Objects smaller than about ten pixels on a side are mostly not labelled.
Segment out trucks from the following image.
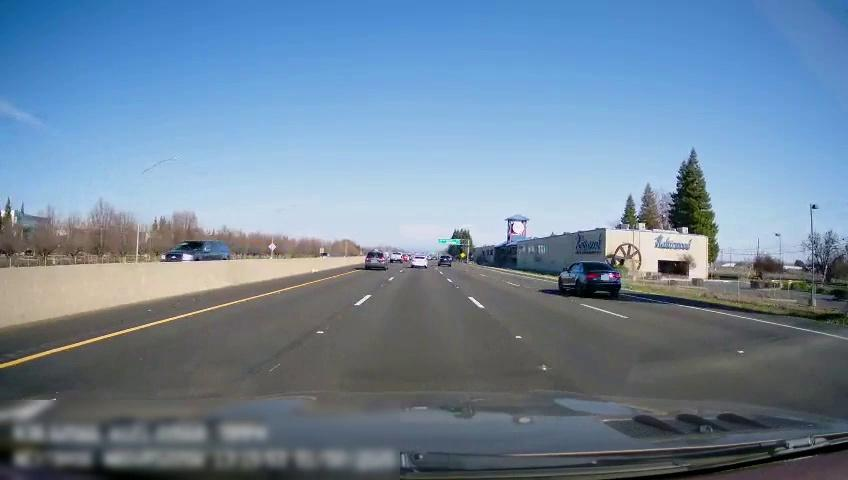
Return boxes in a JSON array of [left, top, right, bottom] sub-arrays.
[[389, 251, 403, 264]]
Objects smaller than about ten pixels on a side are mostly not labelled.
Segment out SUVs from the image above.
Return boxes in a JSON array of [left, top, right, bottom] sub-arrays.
[[437, 255, 452, 267], [160, 240, 232, 262], [364, 251, 388, 271]]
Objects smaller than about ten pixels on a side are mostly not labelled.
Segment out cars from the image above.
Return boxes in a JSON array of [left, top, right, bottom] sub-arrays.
[[557, 261, 622, 298], [411, 256, 428, 269]]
